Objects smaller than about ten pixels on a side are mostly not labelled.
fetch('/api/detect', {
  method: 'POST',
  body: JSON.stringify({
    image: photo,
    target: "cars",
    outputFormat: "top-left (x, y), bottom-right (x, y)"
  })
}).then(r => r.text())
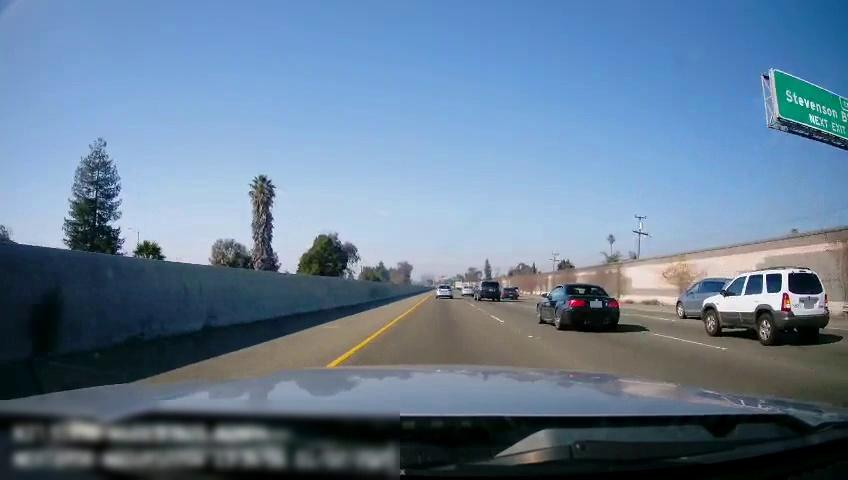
top-left (500, 287), bottom-right (518, 299)
top-left (435, 284), bottom-right (453, 299)
top-left (536, 283), bottom-right (620, 330)
top-left (461, 286), bottom-right (474, 296)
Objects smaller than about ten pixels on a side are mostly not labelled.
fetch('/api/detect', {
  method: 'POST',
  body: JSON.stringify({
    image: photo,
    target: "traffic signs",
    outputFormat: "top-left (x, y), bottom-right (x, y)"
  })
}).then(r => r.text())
top-left (773, 69), bottom-right (848, 141)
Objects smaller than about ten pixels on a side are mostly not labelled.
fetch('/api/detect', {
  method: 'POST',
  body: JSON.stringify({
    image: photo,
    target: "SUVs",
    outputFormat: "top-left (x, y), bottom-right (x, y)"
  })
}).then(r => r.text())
top-left (675, 277), bottom-right (737, 319)
top-left (474, 281), bottom-right (501, 301)
top-left (701, 265), bottom-right (830, 346)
